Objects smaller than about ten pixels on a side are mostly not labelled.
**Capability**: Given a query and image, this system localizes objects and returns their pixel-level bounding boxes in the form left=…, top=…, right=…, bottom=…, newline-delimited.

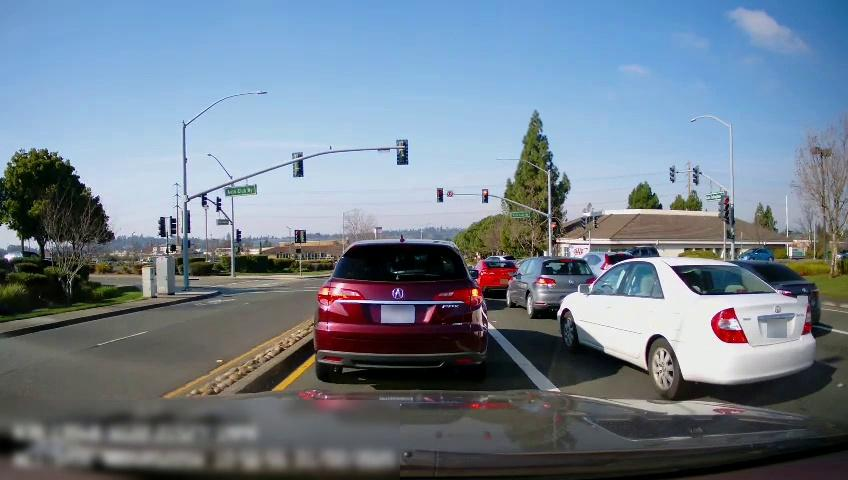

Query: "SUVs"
left=311, top=241, right=489, bottom=383
left=629, top=244, right=661, bottom=257
left=583, top=250, right=632, bottom=278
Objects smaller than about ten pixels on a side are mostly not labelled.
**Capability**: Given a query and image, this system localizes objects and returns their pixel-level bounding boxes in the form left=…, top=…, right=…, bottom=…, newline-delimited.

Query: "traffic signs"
left=704, top=191, right=721, bottom=200
left=511, top=212, right=530, bottom=220
left=224, top=182, right=257, bottom=198
left=216, top=218, right=231, bottom=226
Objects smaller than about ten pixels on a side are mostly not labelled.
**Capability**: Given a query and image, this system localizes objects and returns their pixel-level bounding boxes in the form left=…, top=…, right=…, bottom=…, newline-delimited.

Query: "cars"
left=555, top=257, right=819, bottom=401
left=730, top=258, right=822, bottom=324
left=474, top=259, right=515, bottom=294
left=506, top=256, right=597, bottom=320
left=739, top=246, right=775, bottom=264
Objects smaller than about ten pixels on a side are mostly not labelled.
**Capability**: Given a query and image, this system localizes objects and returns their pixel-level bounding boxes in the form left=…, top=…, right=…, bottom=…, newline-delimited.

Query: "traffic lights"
left=200, top=194, right=207, bottom=206
left=592, top=216, right=600, bottom=230
left=669, top=168, right=677, bottom=183
left=170, top=215, right=176, bottom=235
left=291, top=150, right=304, bottom=176
left=395, top=136, right=411, bottom=168
left=295, top=231, right=302, bottom=244
left=480, top=188, right=489, bottom=207
left=582, top=216, right=589, bottom=230
left=216, top=197, right=224, bottom=214
left=302, top=231, right=307, bottom=244
left=158, top=217, right=166, bottom=236
left=236, top=228, right=244, bottom=243
left=436, top=188, right=446, bottom=205
left=692, top=168, right=699, bottom=186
